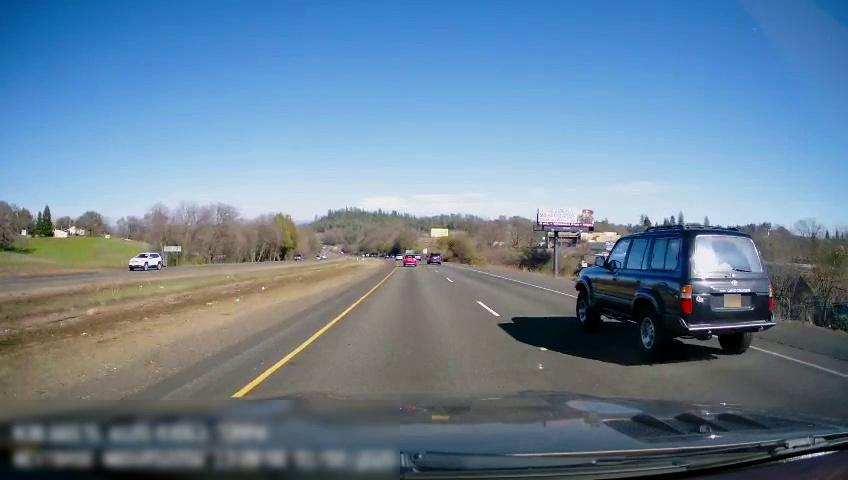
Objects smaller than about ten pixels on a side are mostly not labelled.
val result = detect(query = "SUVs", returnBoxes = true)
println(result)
[129,252,163,271]
[426,252,440,264]
[402,253,418,267]
[574,229,777,359]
